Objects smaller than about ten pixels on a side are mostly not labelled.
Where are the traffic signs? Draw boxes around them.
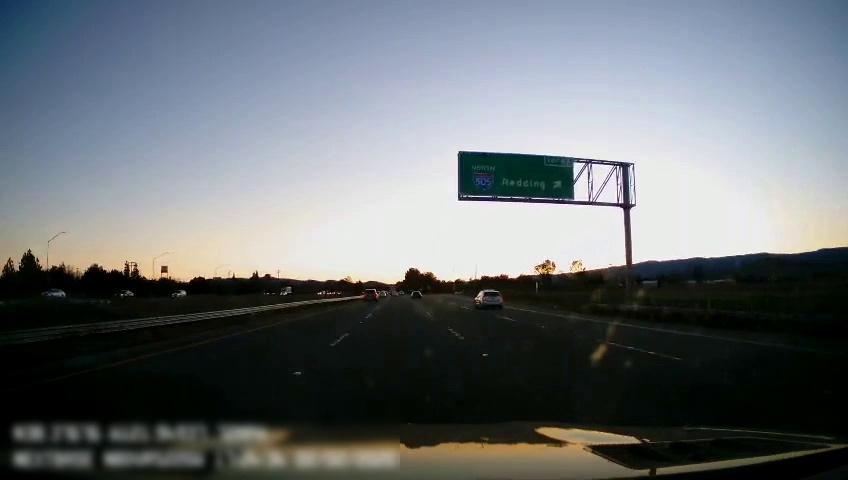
[457,151,574,200]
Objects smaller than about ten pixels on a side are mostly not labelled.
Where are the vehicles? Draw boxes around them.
[474,290,504,311]
[114,290,135,298]
[363,289,379,303]
[41,289,66,298]
[171,290,187,299]
[410,290,423,300]
[280,286,292,296]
